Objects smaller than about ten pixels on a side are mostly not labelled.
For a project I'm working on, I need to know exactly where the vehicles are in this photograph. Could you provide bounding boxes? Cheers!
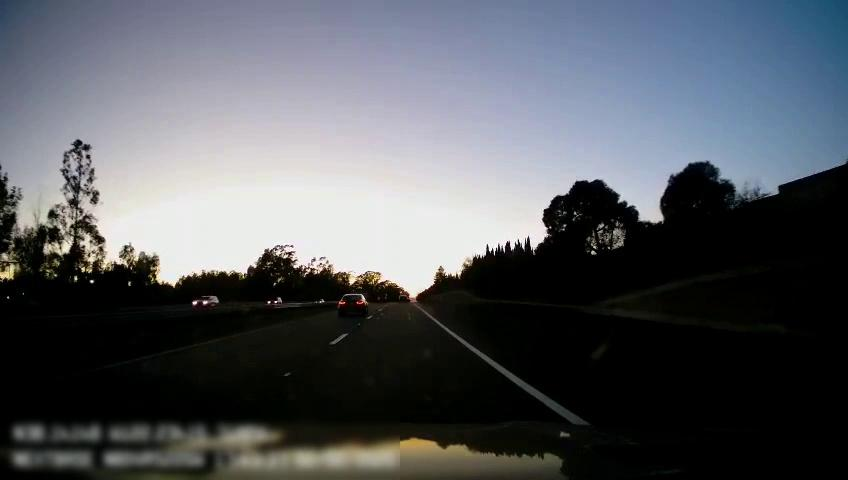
[191,295,220,307]
[266,296,283,305]
[337,294,370,316]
